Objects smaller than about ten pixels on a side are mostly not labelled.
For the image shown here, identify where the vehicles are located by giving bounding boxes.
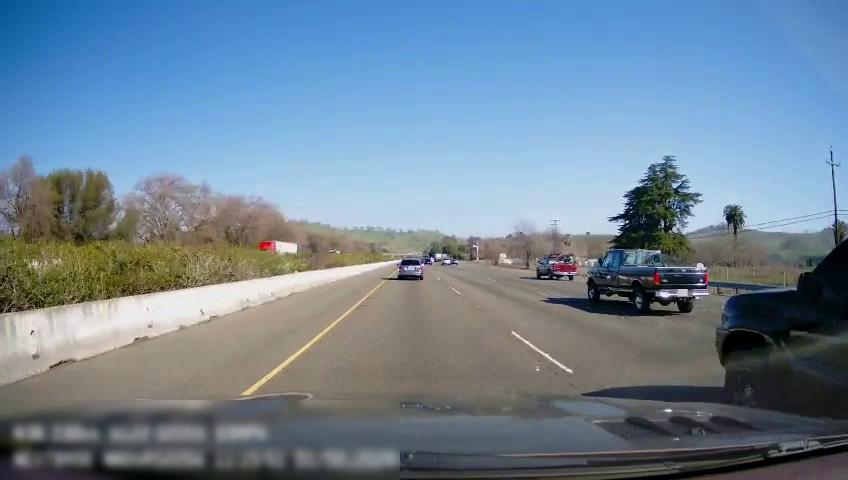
[586,248,710,316]
[434,253,442,263]
[535,252,578,280]
[441,257,452,266]
[715,233,848,421]
[256,240,298,257]
[396,257,423,280]
[327,248,341,256]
